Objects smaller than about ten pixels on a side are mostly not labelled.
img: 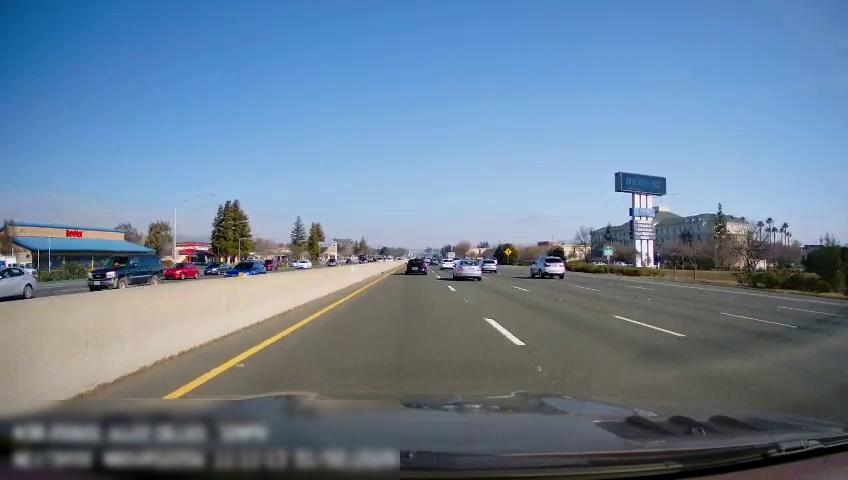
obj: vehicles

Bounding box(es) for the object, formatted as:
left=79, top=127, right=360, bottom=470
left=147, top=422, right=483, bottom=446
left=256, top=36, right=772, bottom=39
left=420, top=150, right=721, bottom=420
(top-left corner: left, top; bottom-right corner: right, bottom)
left=289, top=260, right=299, bottom=267
left=296, top=260, right=312, bottom=269
left=529, top=255, right=565, bottom=279
left=87, top=255, right=162, bottom=292
left=440, top=258, right=455, bottom=270
left=446, top=251, right=456, bottom=259
left=480, top=258, right=497, bottom=273
left=452, top=260, right=482, bottom=281
left=404, top=257, right=428, bottom=276
left=163, top=262, right=200, bottom=281
left=264, top=260, right=278, bottom=272
left=203, top=261, right=229, bottom=276
left=0, top=266, right=37, bottom=300
left=223, top=260, right=267, bottom=277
